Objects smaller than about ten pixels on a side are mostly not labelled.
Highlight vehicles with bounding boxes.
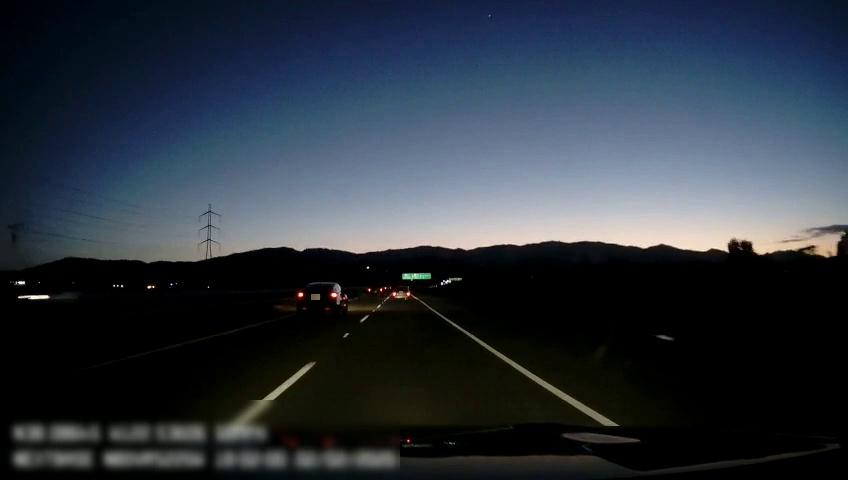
[392,286,411,300]
[294,283,351,326]
[368,282,386,297]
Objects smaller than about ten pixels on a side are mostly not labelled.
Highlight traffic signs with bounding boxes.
[401,272,432,280]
